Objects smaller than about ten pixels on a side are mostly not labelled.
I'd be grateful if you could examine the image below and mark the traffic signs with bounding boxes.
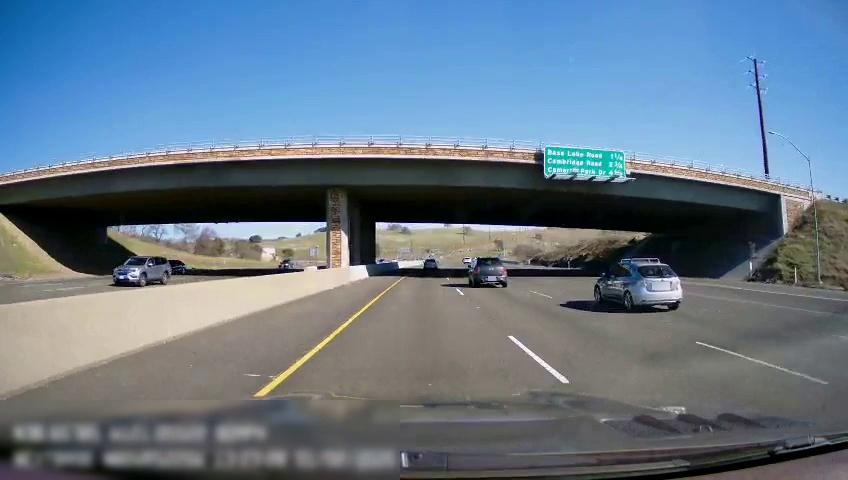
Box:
[543,145,627,180]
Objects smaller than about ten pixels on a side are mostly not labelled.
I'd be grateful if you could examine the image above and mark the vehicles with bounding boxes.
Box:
[423,258,438,270]
[278,259,296,270]
[113,254,172,288]
[594,264,682,312]
[466,257,508,288]
[168,259,186,275]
